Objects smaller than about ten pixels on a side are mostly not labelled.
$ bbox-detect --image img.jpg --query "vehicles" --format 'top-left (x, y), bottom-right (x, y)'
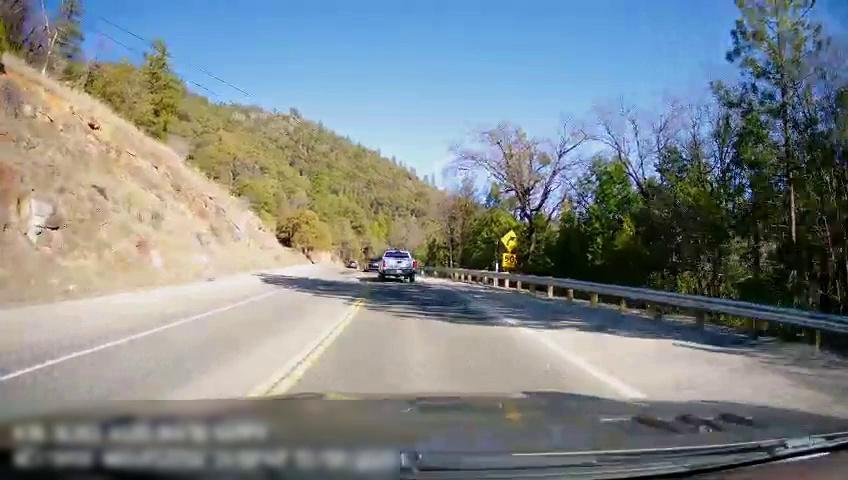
top-left (378, 249), bottom-right (416, 283)
top-left (365, 256), bottom-right (381, 272)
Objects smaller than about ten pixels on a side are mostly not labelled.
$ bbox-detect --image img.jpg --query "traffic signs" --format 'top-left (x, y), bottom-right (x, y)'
top-left (500, 230), bottom-right (521, 252)
top-left (501, 253), bottom-right (520, 268)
